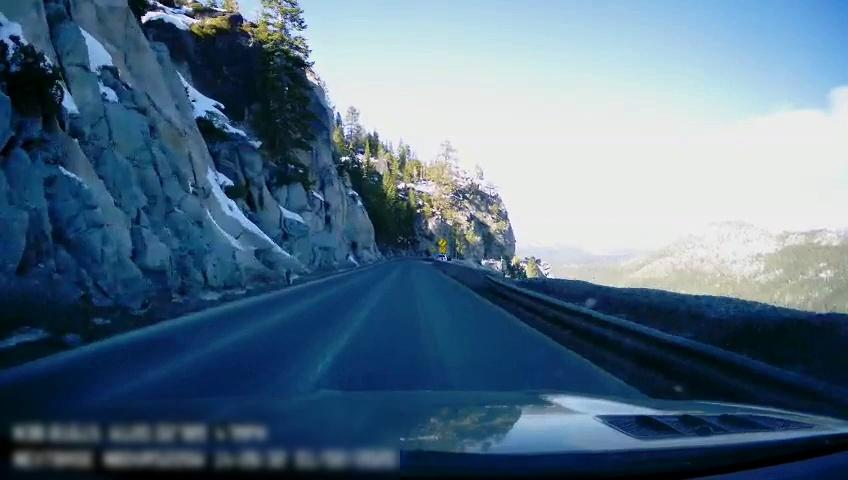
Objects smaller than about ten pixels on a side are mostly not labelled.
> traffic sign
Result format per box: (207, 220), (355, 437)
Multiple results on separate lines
(438, 238), (447, 248)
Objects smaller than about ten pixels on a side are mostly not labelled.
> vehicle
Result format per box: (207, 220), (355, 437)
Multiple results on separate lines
(437, 254), (448, 264)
